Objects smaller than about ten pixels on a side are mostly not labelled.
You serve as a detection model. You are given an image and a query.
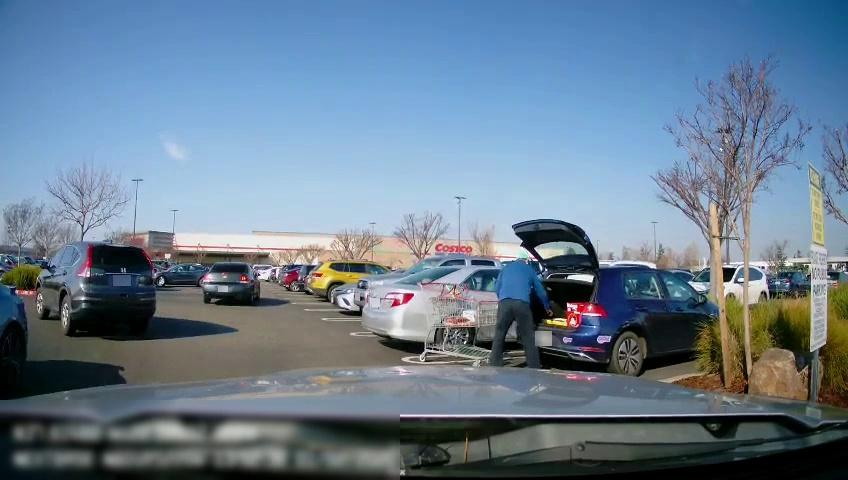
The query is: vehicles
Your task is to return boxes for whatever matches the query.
[668,268,697,283]
[33,240,157,336]
[510,217,719,376]
[688,262,771,307]
[304,259,392,304]
[201,262,262,307]
[153,262,210,289]
[767,270,812,299]
[0,282,29,380]
[281,263,303,292]
[260,266,281,281]
[353,253,502,307]
[297,263,316,283]
[361,265,519,350]
[330,282,361,313]
[598,259,657,270]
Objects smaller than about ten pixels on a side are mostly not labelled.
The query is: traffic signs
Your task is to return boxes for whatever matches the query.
[807,162,826,247]
[809,243,829,353]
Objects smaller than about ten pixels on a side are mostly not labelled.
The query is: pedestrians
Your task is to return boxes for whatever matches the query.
[490,258,556,370]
